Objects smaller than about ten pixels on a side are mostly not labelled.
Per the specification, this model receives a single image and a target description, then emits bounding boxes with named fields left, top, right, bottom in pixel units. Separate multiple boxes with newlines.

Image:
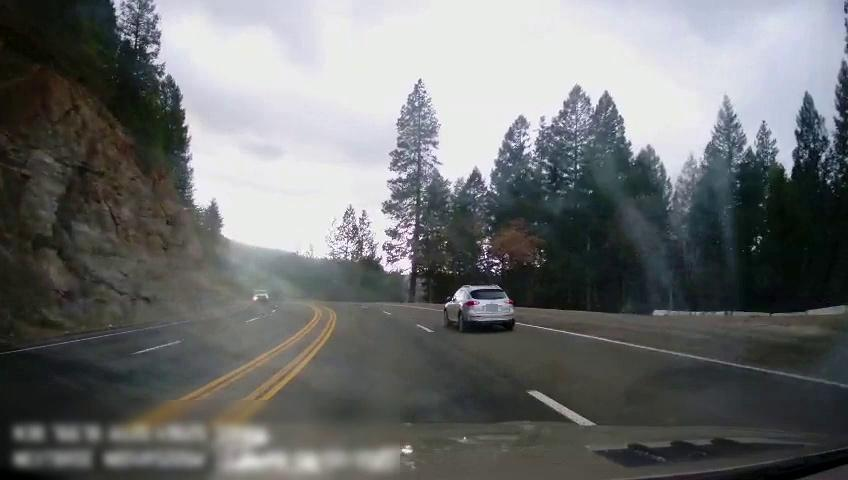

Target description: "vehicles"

left=252, top=290, right=269, bottom=302
left=443, top=284, right=516, bottom=333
